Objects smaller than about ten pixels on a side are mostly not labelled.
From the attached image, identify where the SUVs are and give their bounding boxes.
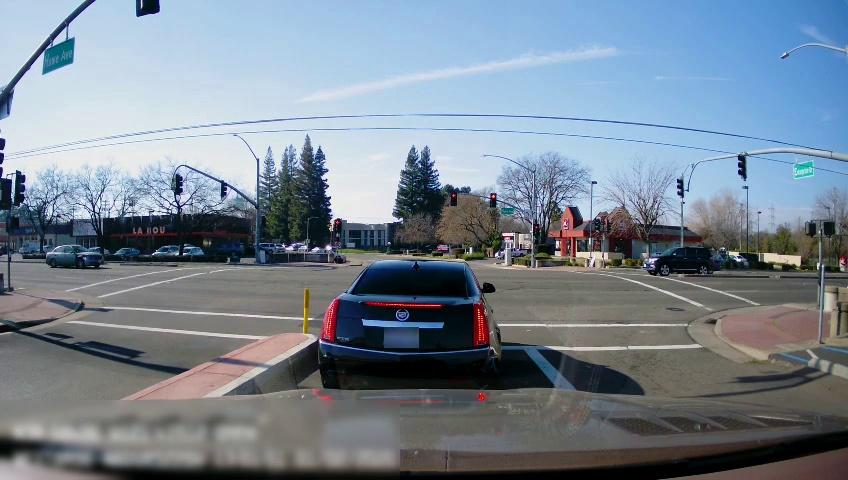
[643,246,716,277]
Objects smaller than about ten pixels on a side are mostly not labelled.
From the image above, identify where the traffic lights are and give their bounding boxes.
[804,222,819,236]
[333,219,342,234]
[450,191,458,207]
[821,221,836,235]
[490,193,497,208]
[171,173,184,195]
[6,218,20,231]
[533,224,540,237]
[736,153,747,181]
[14,170,26,207]
[595,220,602,234]
[606,220,613,233]
[0,137,6,177]
[221,181,228,199]
[676,177,685,196]
[135,0,160,17]
[0,179,12,211]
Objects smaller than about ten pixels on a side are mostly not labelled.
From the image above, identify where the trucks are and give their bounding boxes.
[495,247,527,259]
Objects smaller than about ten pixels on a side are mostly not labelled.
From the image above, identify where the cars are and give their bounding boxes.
[150,246,182,258]
[86,247,109,256]
[46,245,104,269]
[174,246,203,258]
[112,248,137,258]
[319,260,505,390]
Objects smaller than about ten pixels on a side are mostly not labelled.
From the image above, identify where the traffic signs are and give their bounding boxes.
[501,207,513,214]
[794,160,815,178]
[42,37,75,75]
